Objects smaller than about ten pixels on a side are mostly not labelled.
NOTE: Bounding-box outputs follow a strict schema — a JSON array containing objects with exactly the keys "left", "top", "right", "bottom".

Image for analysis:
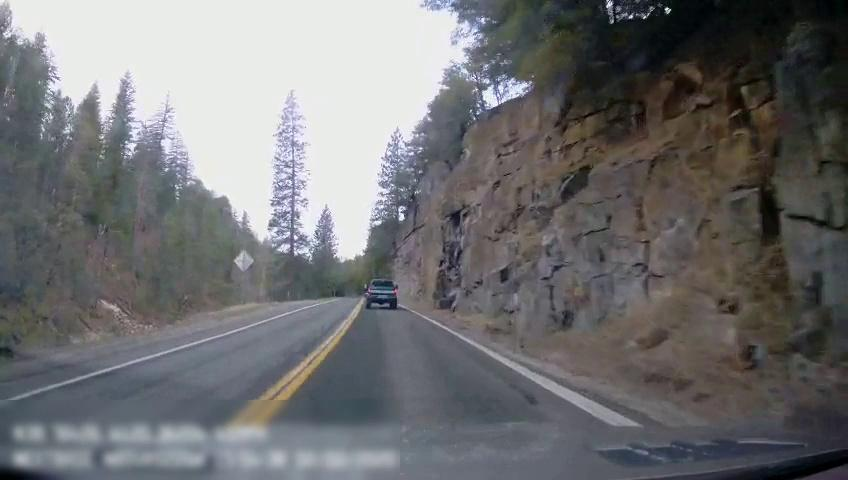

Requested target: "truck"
[{"left": 365, "top": 278, "right": 398, "bottom": 310}]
